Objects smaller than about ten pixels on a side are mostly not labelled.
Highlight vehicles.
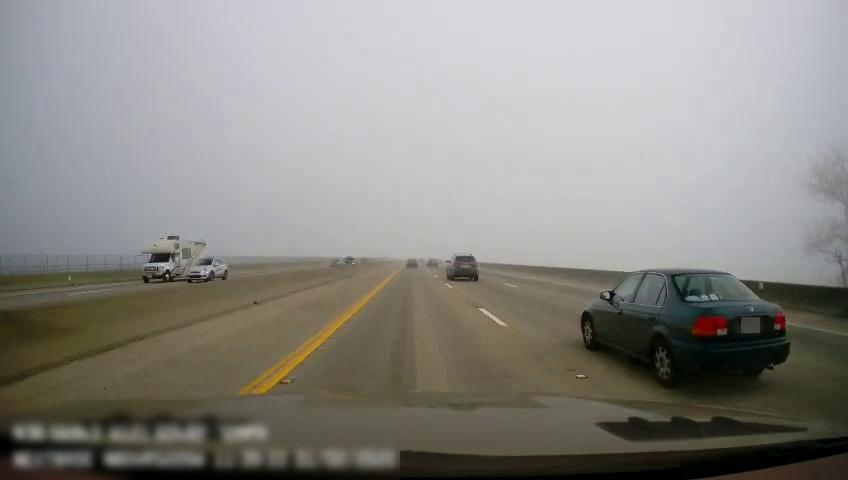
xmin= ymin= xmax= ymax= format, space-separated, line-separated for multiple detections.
xmin=328 ymin=258 xmax=347 ymax=268
xmin=342 ymin=256 xmax=360 ymax=267
xmin=406 ymin=257 xmax=419 ymax=269
xmin=445 ymin=252 xmax=479 ymax=282
xmin=186 ymin=256 xmax=229 ymax=284
xmin=578 ymin=267 xmax=793 ymax=387
xmin=426 ymin=257 xmax=439 ymax=268
xmin=140 ymin=235 xmax=209 ymax=284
